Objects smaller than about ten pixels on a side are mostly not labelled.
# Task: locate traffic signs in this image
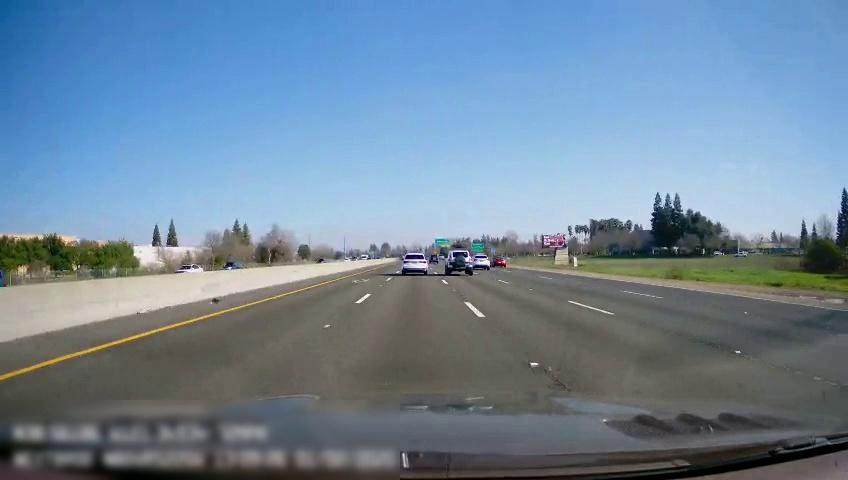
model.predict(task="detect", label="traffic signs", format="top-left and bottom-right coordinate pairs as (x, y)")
top-left (470, 242), bottom-right (485, 253)
top-left (433, 238), bottom-right (448, 248)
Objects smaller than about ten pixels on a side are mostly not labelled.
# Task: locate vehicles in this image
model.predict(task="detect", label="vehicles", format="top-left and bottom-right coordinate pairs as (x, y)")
top-left (473, 254), bottom-right (490, 270)
top-left (0, 271), bottom-right (7, 288)
top-left (176, 264), bottom-right (204, 274)
top-left (427, 254), bottom-right (439, 264)
top-left (444, 249), bottom-right (474, 277)
top-left (401, 251), bottom-right (429, 276)
top-left (490, 256), bottom-right (507, 268)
